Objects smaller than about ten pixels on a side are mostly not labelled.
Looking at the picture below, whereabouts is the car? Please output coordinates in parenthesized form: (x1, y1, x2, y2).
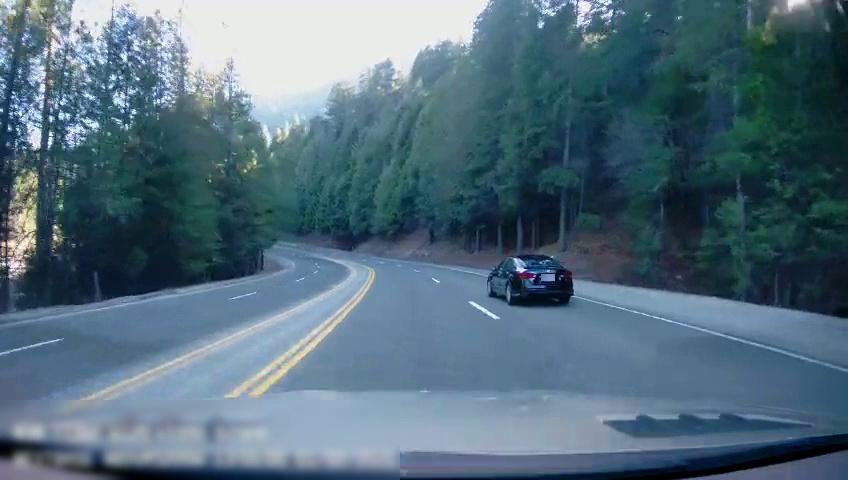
(485, 254, 573, 305)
